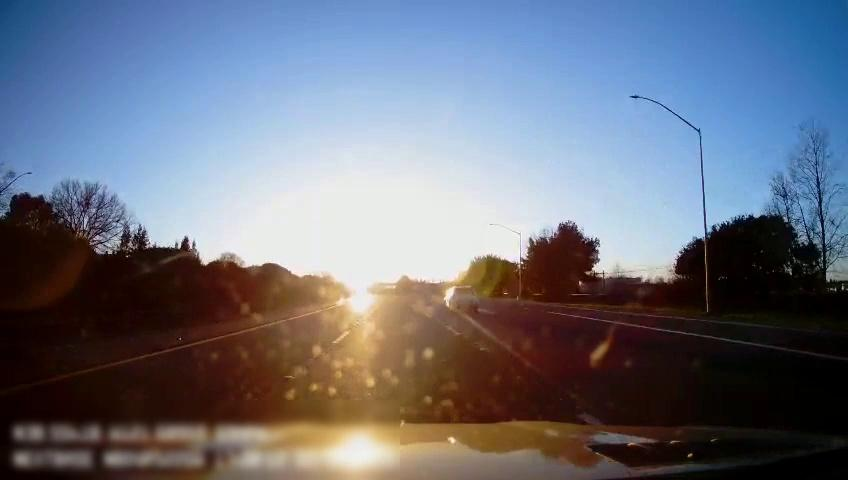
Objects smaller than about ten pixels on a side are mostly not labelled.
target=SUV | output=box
[442,286,480,318]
